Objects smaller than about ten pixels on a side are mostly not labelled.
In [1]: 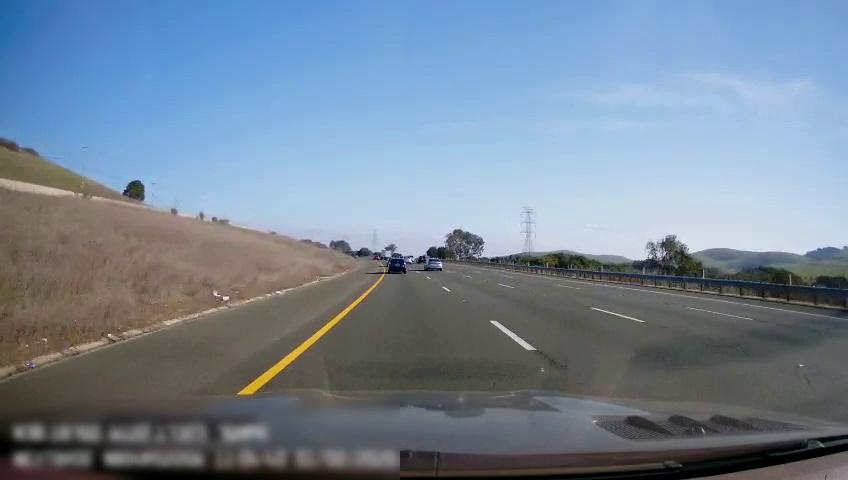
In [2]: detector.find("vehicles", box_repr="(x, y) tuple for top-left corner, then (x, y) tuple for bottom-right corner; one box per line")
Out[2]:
(402, 258), (412, 265)
(424, 258), (443, 271)
(388, 259), (406, 273)
(379, 250), (392, 259)
(416, 256), (428, 264)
